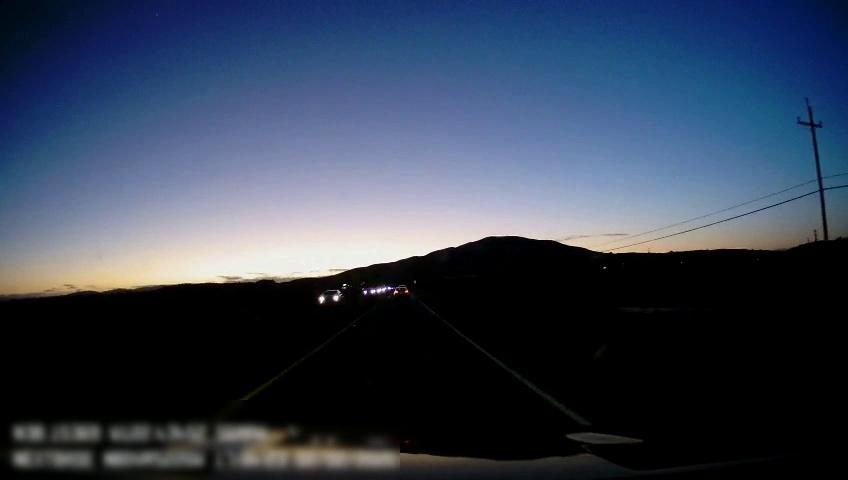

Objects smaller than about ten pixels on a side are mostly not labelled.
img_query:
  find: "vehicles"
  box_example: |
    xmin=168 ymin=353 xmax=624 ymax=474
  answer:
xmin=317 ymin=289 xmax=344 ymax=305
xmin=393 ymin=286 xmax=409 ymax=298
xmin=362 ymin=287 xmax=377 ymax=296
